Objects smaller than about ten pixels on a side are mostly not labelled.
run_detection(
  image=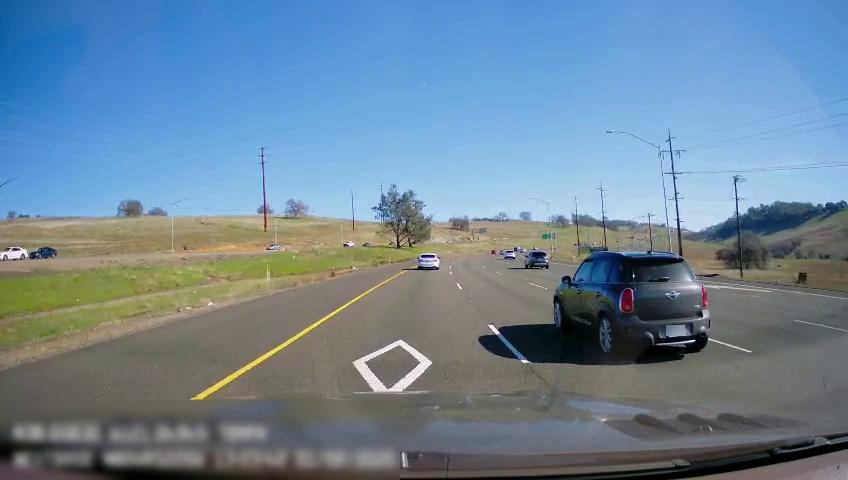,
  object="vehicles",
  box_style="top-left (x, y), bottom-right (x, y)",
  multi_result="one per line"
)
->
top-left (524, 251), bottom-right (549, 269)
top-left (343, 241), bottom-right (354, 248)
top-left (29, 247), bottom-right (57, 259)
top-left (416, 253), bottom-right (440, 270)
top-left (0, 246), bottom-right (28, 260)
top-left (265, 244), bottom-right (281, 250)
top-left (552, 251), bottom-right (712, 356)
top-left (503, 250), bottom-right (516, 260)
